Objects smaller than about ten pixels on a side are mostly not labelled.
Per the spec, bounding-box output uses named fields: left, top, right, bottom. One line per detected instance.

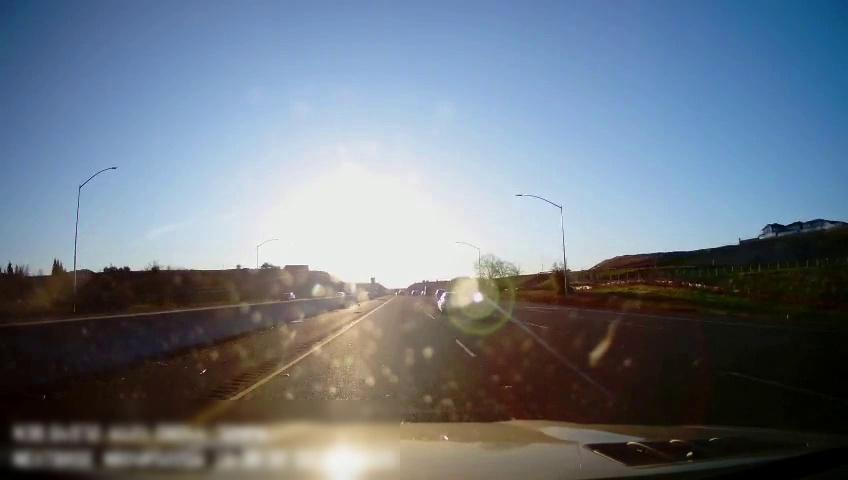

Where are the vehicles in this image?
left=437, top=291, right=464, bottom=314
left=280, top=292, right=295, bottom=301
left=424, top=286, right=432, bottom=296
left=336, top=292, right=346, bottom=298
